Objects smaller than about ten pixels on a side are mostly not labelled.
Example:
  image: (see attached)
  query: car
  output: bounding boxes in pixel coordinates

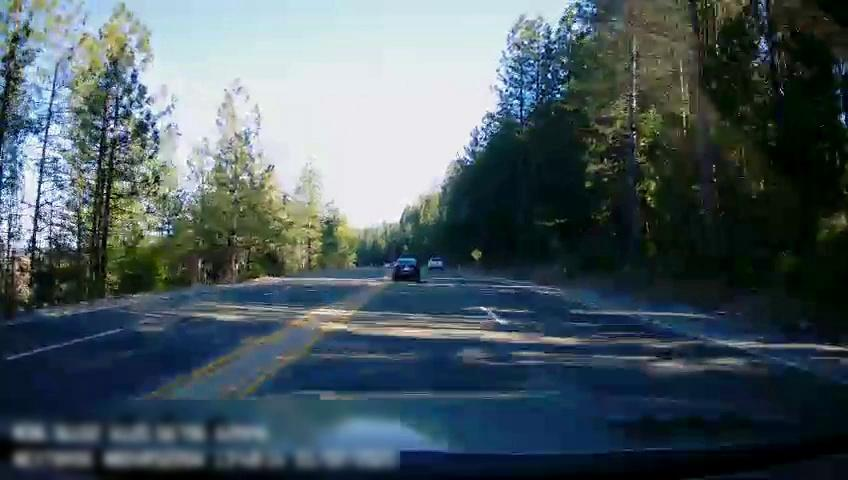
[391,257,419,282]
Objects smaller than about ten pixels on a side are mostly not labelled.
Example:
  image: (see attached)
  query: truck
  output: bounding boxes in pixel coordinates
[427,256,444,272]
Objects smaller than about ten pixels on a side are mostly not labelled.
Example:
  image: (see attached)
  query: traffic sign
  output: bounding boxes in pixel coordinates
[471,247,483,261]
